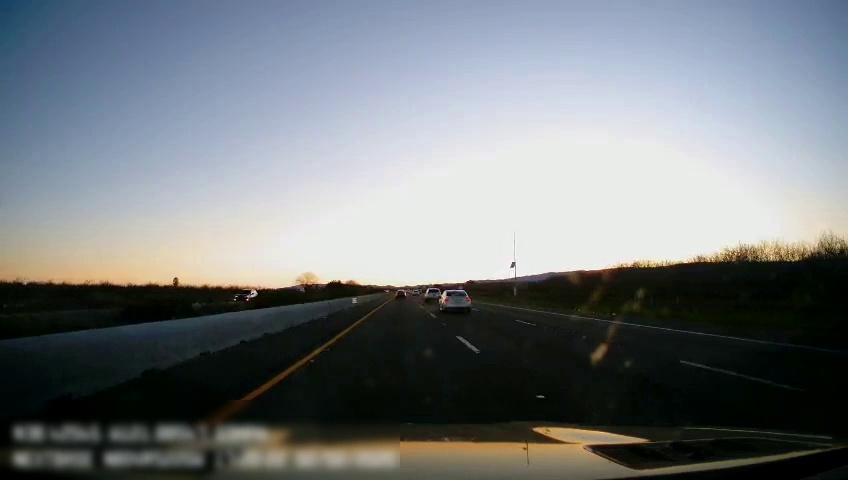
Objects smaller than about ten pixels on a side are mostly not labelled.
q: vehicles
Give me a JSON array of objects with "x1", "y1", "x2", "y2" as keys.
[
  {"x1": 234, "y1": 288, "x2": 259, "y2": 303},
  {"x1": 438, "y1": 289, "x2": 472, "y2": 314},
  {"x1": 423, "y1": 287, "x2": 441, "y2": 302},
  {"x1": 394, "y1": 289, "x2": 407, "y2": 300}
]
